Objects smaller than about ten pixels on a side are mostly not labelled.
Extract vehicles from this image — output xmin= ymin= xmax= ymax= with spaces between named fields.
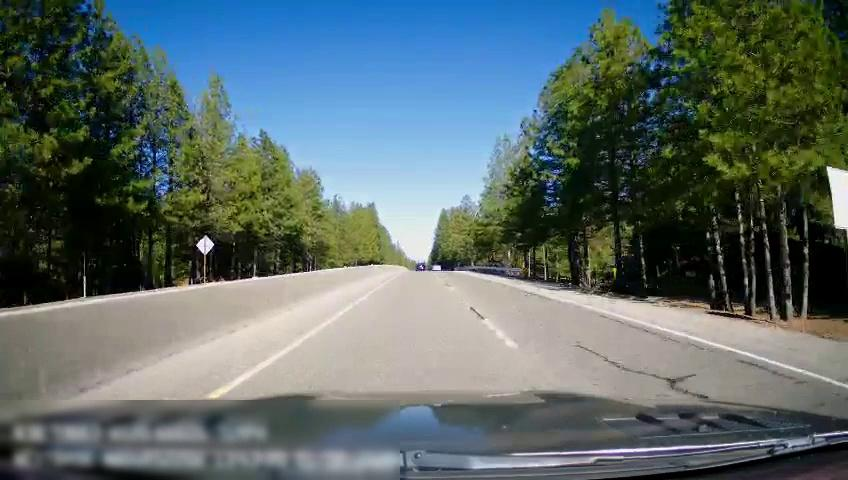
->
xmin=431 ymin=263 xmax=442 ymax=272
xmin=415 ymin=262 xmax=427 ymax=272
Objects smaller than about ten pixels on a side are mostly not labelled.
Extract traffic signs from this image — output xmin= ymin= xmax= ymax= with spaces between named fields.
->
xmin=826 ymin=166 xmax=848 ymax=230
